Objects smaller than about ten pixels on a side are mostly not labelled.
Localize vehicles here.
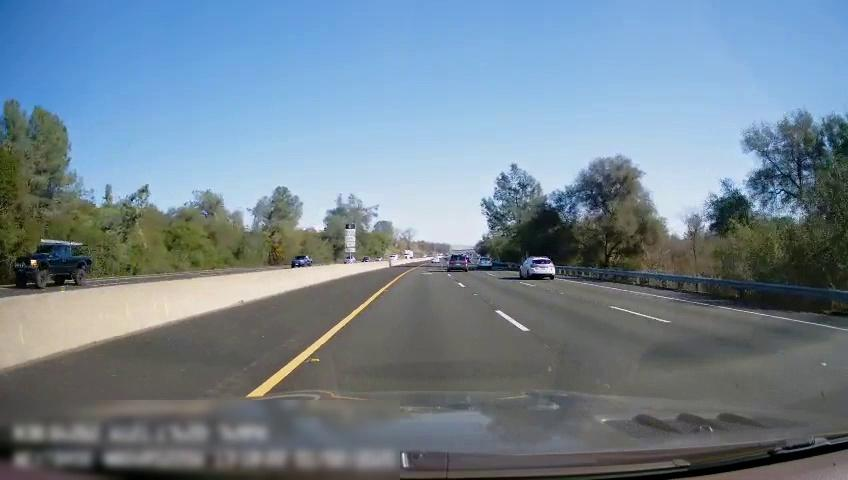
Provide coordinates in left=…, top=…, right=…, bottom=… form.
left=476, top=256, right=493, bottom=270
left=343, top=255, right=357, bottom=265
left=519, top=257, right=555, bottom=281
left=10, top=243, right=95, bottom=290
left=291, top=255, right=312, bottom=268
left=447, top=254, right=473, bottom=272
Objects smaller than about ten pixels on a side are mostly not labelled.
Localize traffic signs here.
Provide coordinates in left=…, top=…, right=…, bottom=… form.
left=344, top=224, right=356, bottom=253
